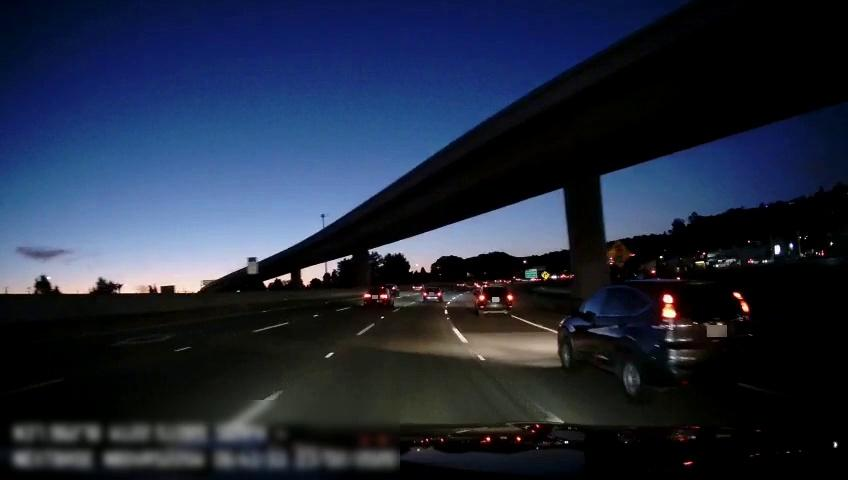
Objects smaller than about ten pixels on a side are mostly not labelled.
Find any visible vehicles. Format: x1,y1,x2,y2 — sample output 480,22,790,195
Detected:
362,285,396,310
631,262,682,280
423,287,445,303
386,283,400,297
474,287,512,320
412,282,425,293
556,280,753,404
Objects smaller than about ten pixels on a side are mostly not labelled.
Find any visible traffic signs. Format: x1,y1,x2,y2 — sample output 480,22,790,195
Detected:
607,243,633,270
